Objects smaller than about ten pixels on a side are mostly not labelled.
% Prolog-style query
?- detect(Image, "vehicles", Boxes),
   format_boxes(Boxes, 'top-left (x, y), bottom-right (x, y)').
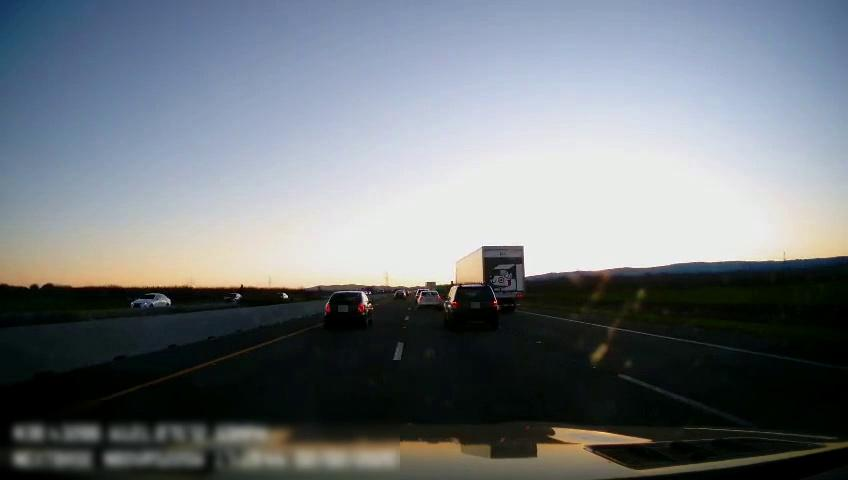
top-left (417, 290), bottom-right (442, 310)
top-left (323, 290), bottom-right (376, 330)
top-left (414, 288), bottom-right (431, 304)
top-left (450, 245), bottom-right (525, 311)
top-left (223, 292), bottom-right (243, 302)
top-left (443, 283), bottom-right (500, 332)
top-left (275, 292), bottom-right (289, 299)
top-left (393, 289), bottom-right (407, 301)
top-left (130, 292), bottom-right (172, 310)
top-left (426, 281), bottom-right (436, 292)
